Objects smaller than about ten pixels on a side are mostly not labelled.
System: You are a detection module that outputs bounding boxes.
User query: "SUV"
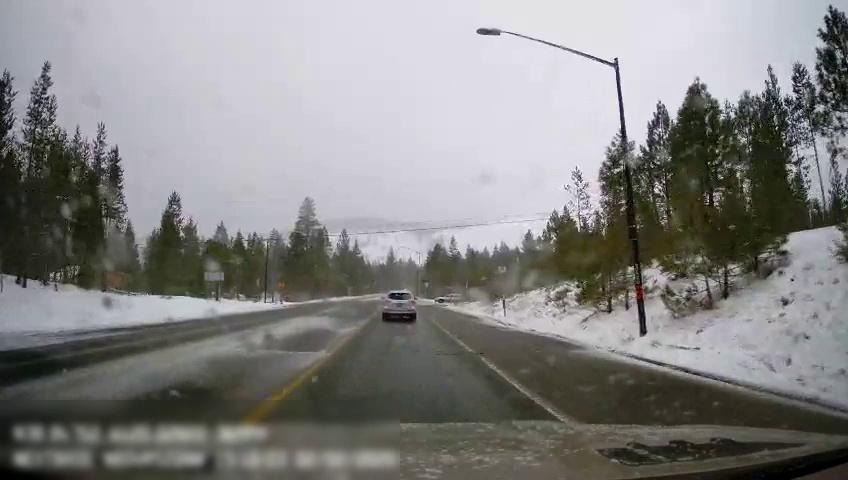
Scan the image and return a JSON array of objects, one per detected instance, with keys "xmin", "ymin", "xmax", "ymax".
[{"xmin": 382, "ymin": 290, "xmax": 418, "ymax": 320}]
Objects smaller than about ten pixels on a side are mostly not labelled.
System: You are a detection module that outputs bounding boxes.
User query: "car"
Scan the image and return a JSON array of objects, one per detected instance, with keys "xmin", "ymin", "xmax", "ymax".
[{"xmin": 434, "ymin": 293, "xmax": 463, "ymax": 303}]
